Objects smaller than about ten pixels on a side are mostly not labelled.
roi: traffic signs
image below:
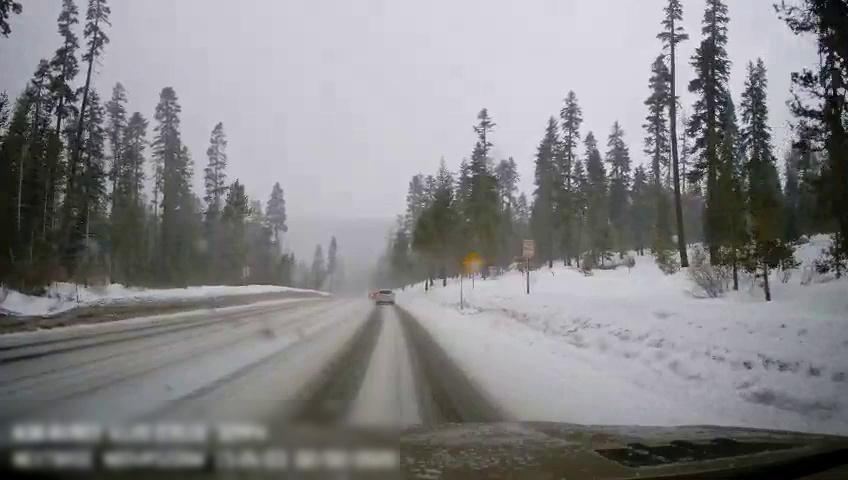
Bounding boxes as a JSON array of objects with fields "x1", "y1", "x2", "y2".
[
  {"x1": 462, "y1": 250, "x2": 486, "y2": 275},
  {"x1": 523, "y1": 239, "x2": 535, "y2": 258}
]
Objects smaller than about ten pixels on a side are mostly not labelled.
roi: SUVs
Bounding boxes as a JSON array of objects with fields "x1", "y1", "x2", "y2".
[{"x1": 375, "y1": 289, "x2": 395, "y2": 307}]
